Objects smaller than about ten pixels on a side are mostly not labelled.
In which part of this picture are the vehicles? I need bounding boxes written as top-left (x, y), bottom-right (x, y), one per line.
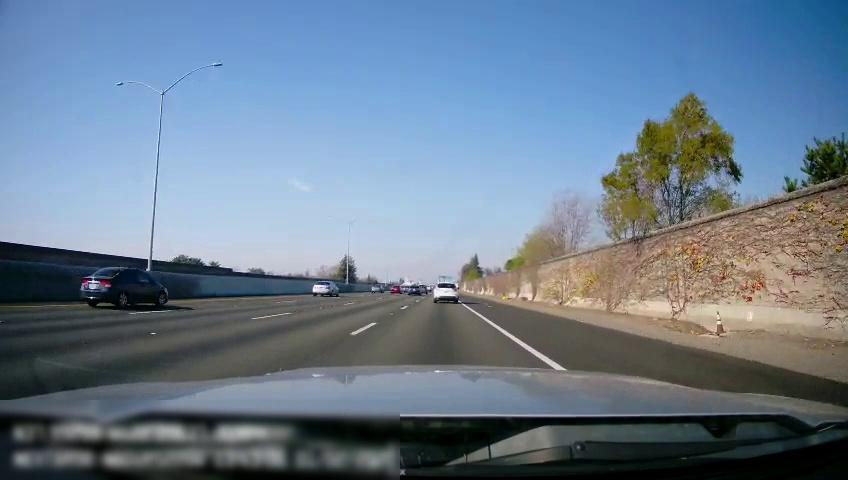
top-left (371, 284), bottom-right (384, 293)
top-left (312, 281), bottom-right (339, 297)
top-left (408, 285), bottom-right (421, 295)
top-left (433, 282), bottom-right (460, 303)
top-left (80, 267), bottom-right (169, 310)
top-left (418, 285), bottom-right (428, 294)
top-left (390, 285), bottom-right (402, 294)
